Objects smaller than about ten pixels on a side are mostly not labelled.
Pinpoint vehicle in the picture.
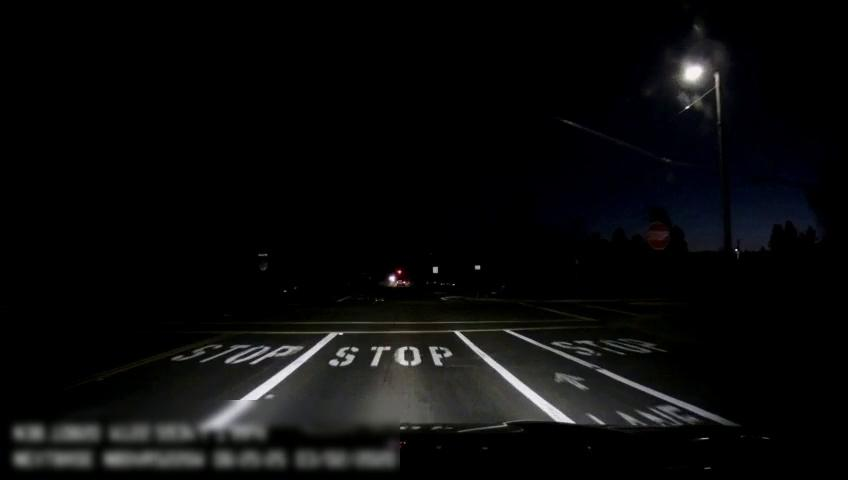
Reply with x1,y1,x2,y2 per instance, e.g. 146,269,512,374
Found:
395,279,407,288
